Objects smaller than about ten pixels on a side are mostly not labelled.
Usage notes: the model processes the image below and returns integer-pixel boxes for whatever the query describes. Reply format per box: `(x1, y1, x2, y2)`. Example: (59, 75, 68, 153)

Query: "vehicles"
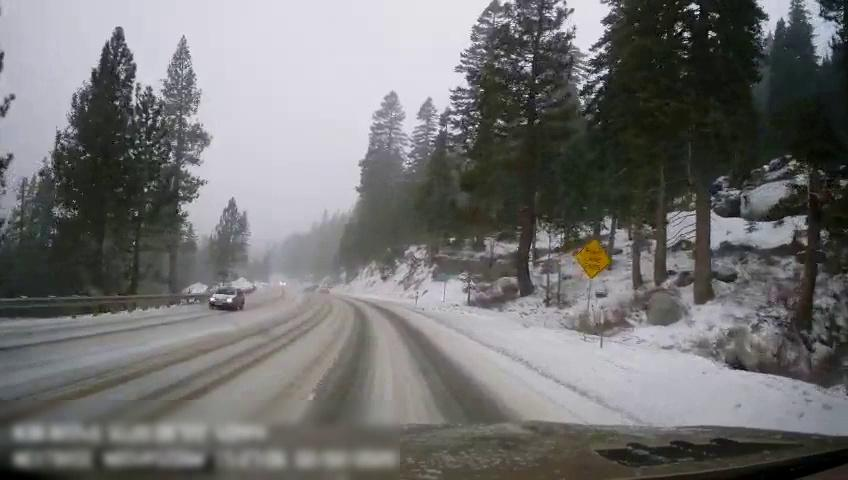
(208, 286, 246, 312)
(318, 285, 330, 294)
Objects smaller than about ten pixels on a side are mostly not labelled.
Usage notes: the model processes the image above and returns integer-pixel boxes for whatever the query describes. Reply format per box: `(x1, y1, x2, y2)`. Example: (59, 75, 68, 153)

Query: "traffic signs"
(574, 238, 611, 282)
